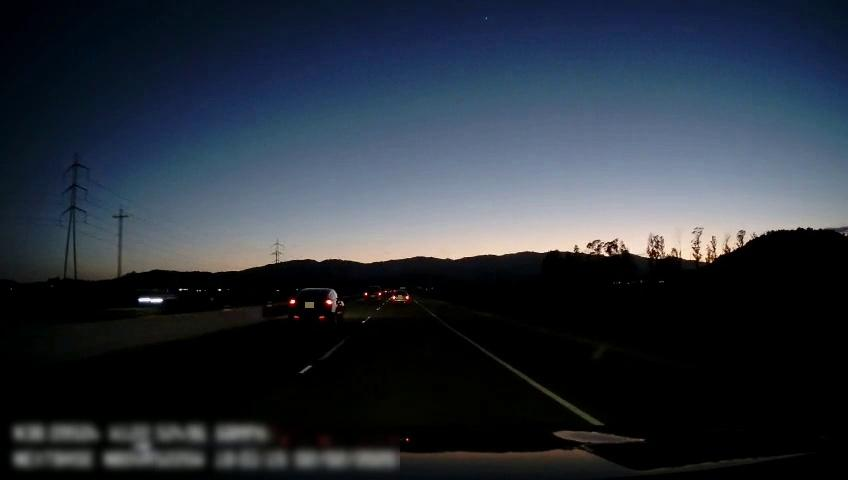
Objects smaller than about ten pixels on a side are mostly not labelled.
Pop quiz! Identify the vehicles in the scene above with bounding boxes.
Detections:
[137,289,181,309]
[361,287,381,303]
[391,289,410,304]
[286,288,346,330]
